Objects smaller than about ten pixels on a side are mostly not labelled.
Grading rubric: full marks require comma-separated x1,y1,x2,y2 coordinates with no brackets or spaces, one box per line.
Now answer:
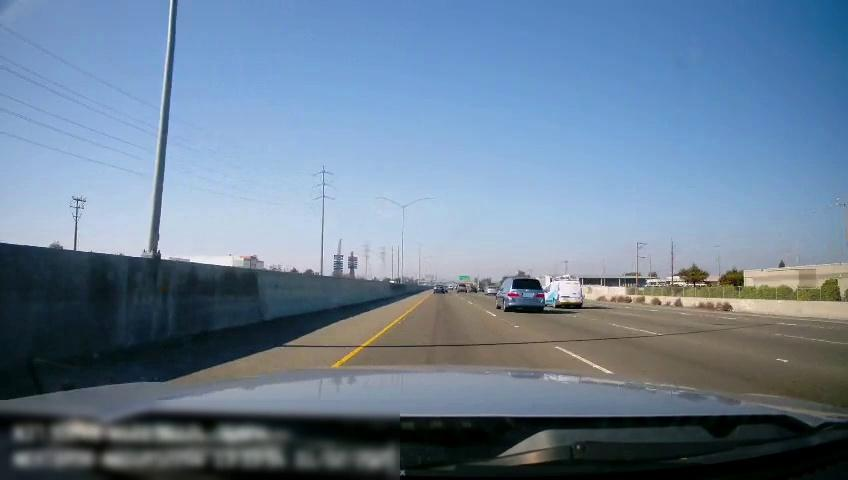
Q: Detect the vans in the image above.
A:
496,277,546,313
545,280,583,309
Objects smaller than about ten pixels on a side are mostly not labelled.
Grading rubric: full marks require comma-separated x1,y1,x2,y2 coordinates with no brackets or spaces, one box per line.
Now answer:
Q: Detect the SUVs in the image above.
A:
456,283,468,294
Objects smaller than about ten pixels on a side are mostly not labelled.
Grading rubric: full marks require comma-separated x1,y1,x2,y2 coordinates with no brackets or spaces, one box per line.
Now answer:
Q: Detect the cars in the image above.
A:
433,284,446,294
